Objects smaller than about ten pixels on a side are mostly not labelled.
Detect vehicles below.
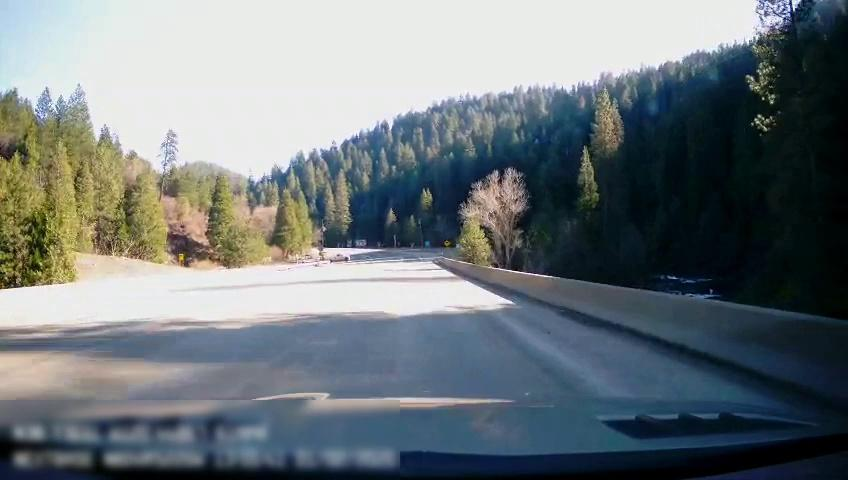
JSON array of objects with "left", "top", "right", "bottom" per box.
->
[
  {"left": 296, "top": 253, "right": 321, "bottom": 265},
  {"left": 329, "top": 254, "right": 349, "bottom": 263}
]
